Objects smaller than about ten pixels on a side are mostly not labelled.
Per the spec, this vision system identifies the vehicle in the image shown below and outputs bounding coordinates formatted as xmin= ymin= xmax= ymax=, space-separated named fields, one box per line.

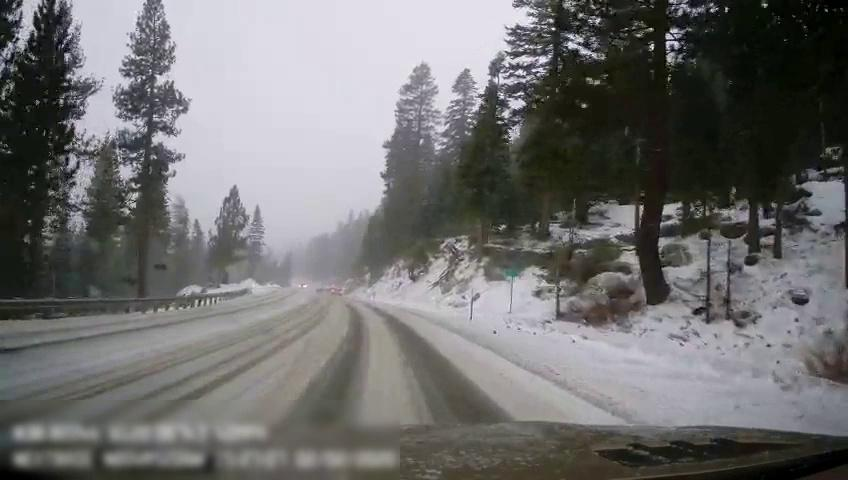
xmin=329 ymin=287 xmax=343 ymax=296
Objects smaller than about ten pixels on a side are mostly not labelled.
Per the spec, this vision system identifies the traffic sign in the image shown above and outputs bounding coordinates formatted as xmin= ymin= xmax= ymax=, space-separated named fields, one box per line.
xmin=505 ymin=268 xmax=519 ymax=277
